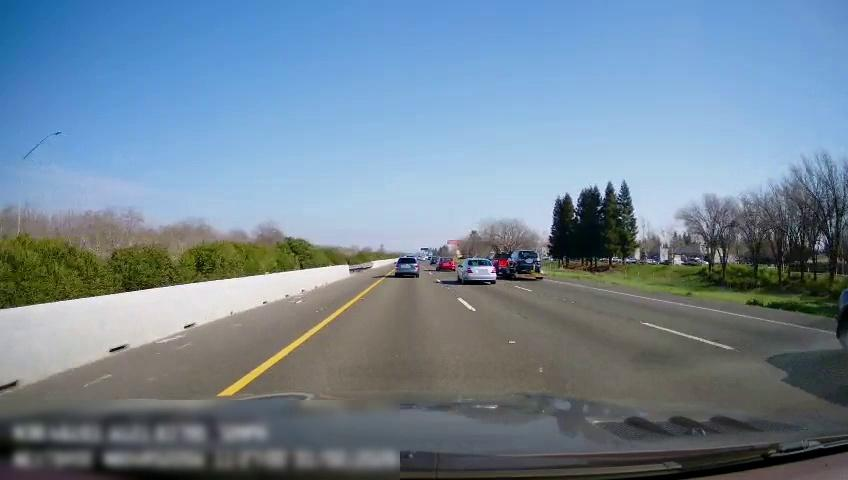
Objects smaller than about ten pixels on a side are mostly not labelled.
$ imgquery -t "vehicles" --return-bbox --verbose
[834,285,848,352]
[489,249,540,281]
[457,258,497,286]
[429,256,436,264]
[393,256,419,277]
[434,257,455,272]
